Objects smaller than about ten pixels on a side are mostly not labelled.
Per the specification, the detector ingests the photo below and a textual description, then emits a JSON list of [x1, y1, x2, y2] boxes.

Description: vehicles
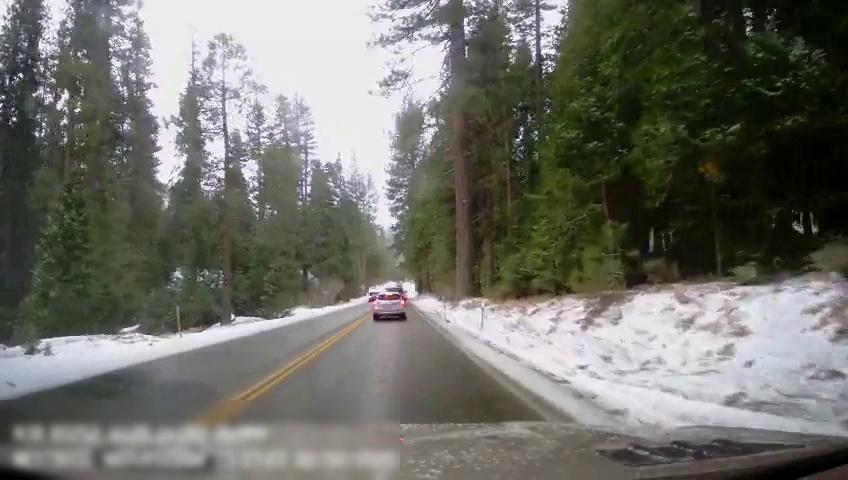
[[367, 291, 381, 303], [372, 291, 408, 322], [385, 285, 408, 300]]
